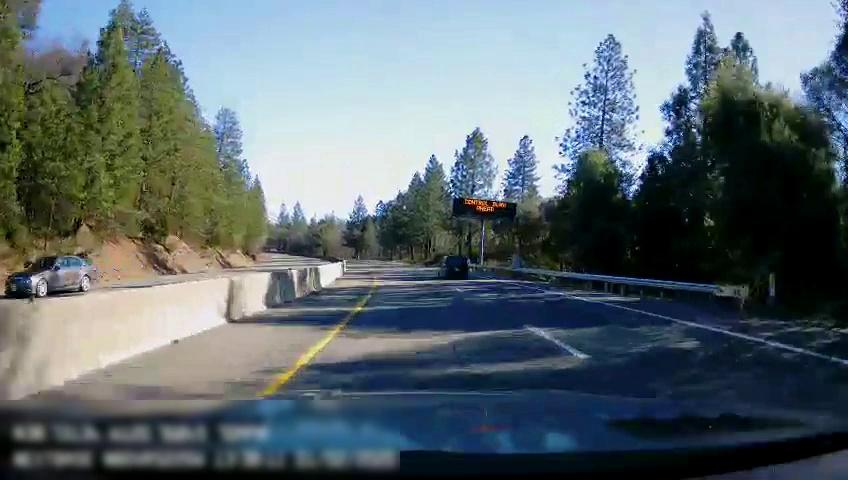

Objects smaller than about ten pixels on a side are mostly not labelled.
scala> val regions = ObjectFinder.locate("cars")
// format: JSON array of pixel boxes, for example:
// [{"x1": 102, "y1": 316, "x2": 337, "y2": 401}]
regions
[
  {"x1": 4, "y1": 254, "x2": 98, "y2": 299},
  {"x1": 438, "y1": 256, "x2": 470, "y2": 281}
]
